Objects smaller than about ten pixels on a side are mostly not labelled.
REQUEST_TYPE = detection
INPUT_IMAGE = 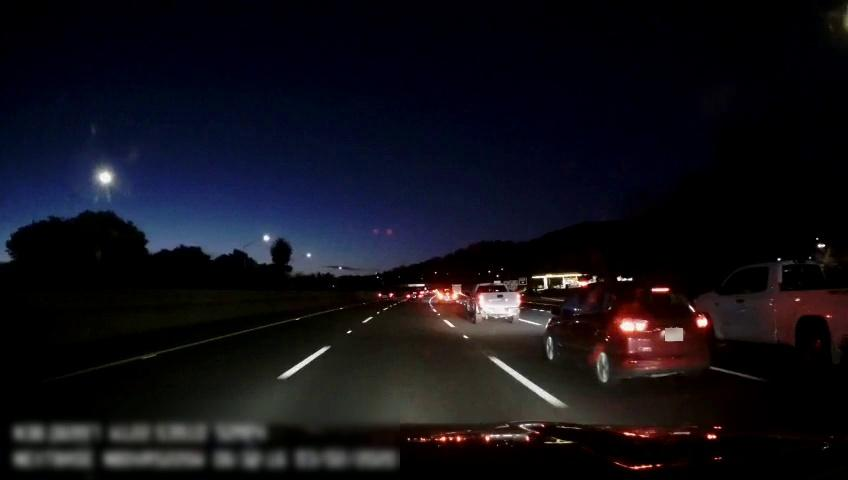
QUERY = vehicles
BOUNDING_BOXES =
[376,287,395,302]
[543,282,711,391]
[406,290,423,303]
[452,284,462,292]
[691,257,848,376]
[436,290,456,305]
[466,283,521,325]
